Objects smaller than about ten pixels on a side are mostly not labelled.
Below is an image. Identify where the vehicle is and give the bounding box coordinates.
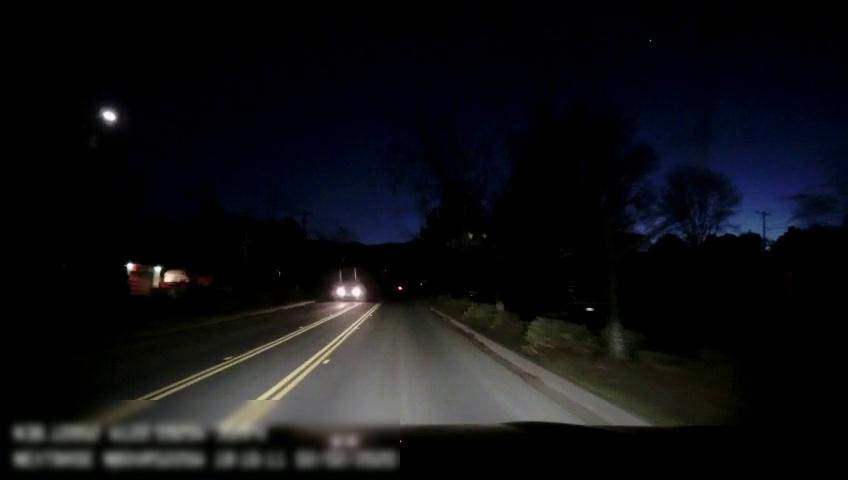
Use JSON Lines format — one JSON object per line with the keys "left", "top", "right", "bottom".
{"left": 334, "top": 278, "right": 359, "bottom": 298}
